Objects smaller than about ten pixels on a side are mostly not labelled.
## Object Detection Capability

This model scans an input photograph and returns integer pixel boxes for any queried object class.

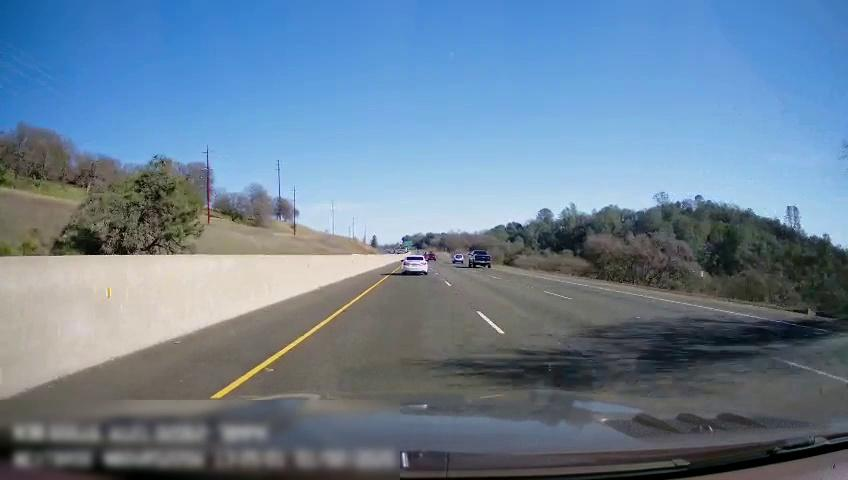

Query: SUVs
[452,254,465,264]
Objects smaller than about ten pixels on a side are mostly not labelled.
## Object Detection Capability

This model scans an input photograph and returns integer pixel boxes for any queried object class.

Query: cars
[401,255,429,276]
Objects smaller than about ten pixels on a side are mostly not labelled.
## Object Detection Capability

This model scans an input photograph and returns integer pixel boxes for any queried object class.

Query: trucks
[424,253,436,262]
[468,250,491,268]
